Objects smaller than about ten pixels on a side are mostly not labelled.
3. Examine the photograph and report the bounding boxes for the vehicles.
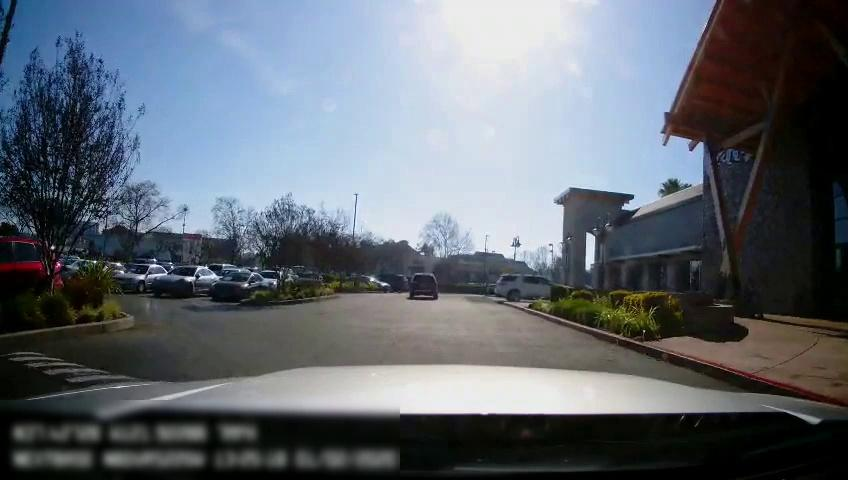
[380,276,408,292]
[409,274,438,300]
[207,271,270,301]
[0,238,65,293]
[152,265,221,298]
[54,258,91,284]
[101,262,139,281]
[208,264,244,281]
[360,276,391,291]
[112,264,172,294]
[258,270,293,289]
[496,274,572,302]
